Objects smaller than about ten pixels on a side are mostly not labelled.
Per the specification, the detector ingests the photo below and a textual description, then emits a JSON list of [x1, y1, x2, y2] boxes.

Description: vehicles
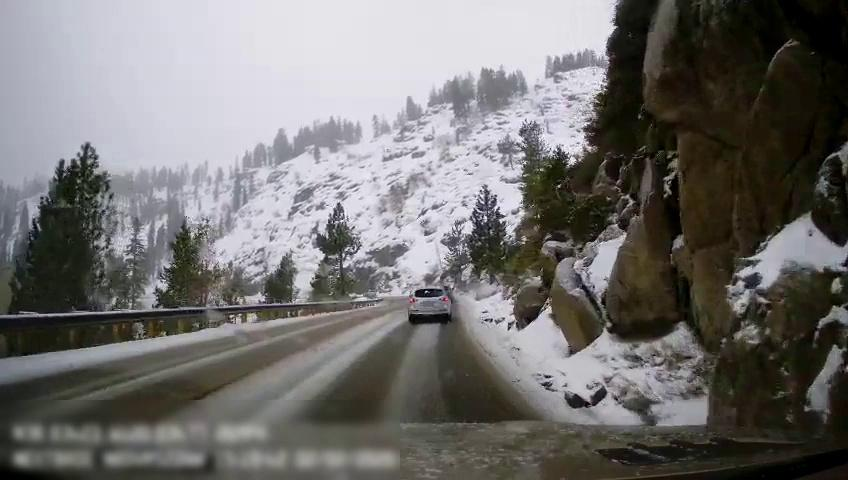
[[442, 285, 455, 304], [408, 285, 450, 324]]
